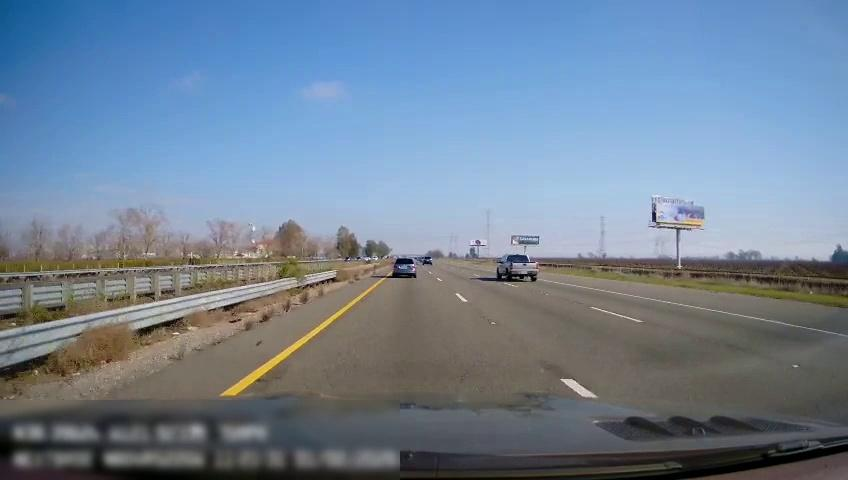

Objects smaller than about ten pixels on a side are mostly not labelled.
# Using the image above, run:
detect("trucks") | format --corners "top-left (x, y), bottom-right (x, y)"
top-left (496, 254), bottom-right (539, 282)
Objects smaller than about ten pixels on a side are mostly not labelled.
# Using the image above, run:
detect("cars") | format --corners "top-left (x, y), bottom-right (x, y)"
top-left (421, 255), bottom-right (433, 266)
top-left (392, 258), bottom-right (417, 278)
